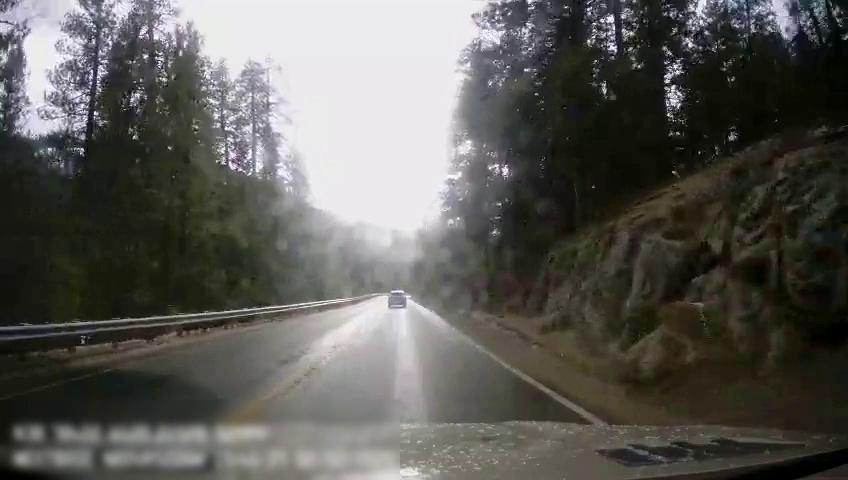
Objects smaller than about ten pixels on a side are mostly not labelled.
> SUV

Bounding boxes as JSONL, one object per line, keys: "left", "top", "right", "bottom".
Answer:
{"left": 387, "top": 290, "right": 408, "bottom": 308}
